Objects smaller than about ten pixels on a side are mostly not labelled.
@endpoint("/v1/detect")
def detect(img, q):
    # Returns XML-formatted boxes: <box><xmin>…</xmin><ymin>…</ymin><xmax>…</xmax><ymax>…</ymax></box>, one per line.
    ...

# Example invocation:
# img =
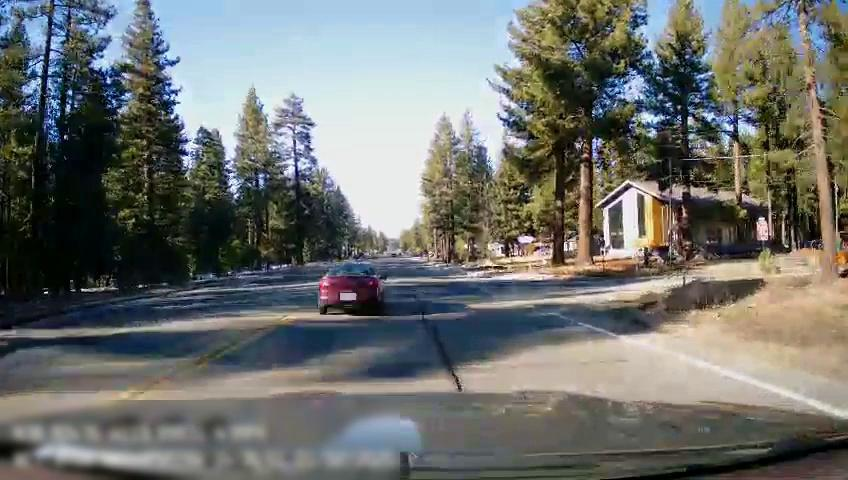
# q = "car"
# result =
<box><xmin>319</xmin><ymin>259</ymin><xmax>385</xmax><ymax>315</ymax></box>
